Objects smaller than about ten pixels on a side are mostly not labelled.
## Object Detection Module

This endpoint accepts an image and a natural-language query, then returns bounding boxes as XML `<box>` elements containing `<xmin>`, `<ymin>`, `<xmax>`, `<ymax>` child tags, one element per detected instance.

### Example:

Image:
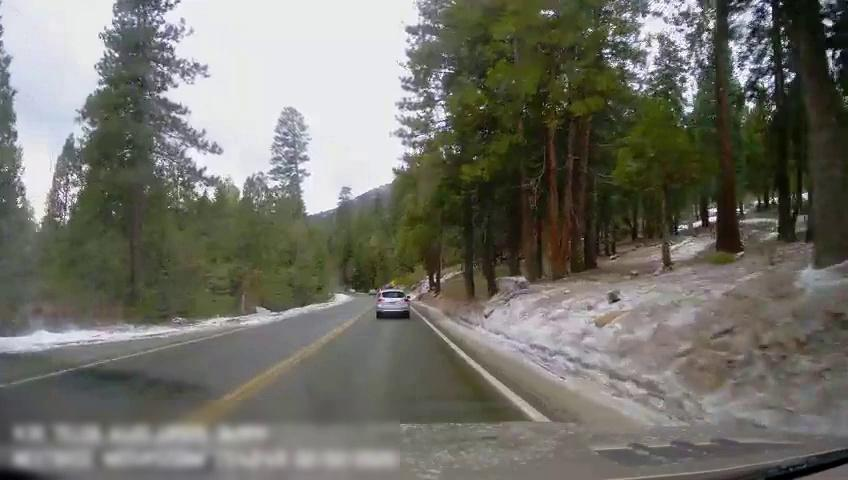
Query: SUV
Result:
<box><xmin>375</xmin><ymin>291</ymin><xmax>411</xmax><ymax>321</ymax></box>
